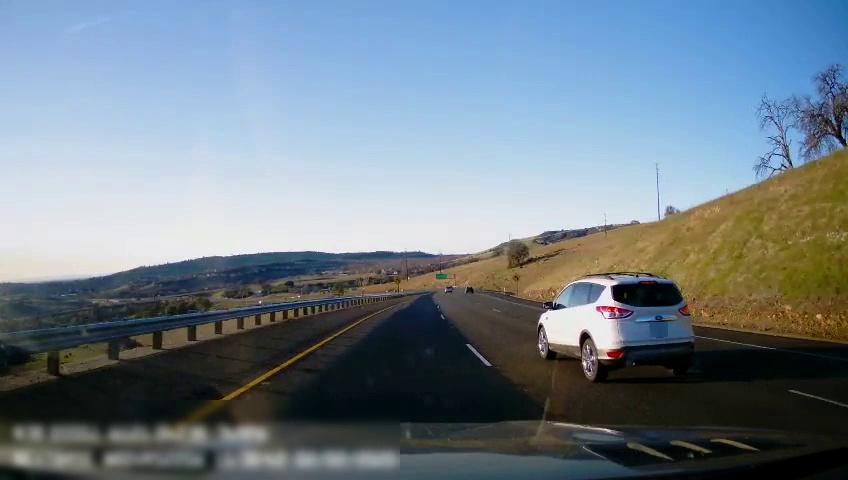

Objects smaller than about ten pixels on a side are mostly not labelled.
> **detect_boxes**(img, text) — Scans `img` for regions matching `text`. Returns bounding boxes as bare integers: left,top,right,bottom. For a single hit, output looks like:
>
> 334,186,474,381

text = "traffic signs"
435,273,448,280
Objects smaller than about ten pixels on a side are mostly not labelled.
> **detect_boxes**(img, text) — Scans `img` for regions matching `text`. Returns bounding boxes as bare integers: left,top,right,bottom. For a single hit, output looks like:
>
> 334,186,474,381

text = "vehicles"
536,275,695,382
464,286,475,294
